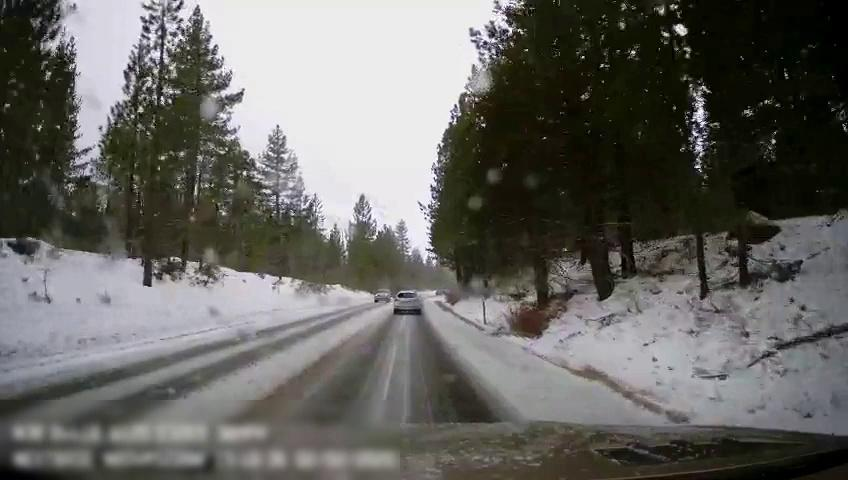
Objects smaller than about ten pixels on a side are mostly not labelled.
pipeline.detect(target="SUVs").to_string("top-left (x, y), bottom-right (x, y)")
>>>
top-left (373, 288), bottom-right (392, 303)
top-left (393, 290), bottom-right (421, 315)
